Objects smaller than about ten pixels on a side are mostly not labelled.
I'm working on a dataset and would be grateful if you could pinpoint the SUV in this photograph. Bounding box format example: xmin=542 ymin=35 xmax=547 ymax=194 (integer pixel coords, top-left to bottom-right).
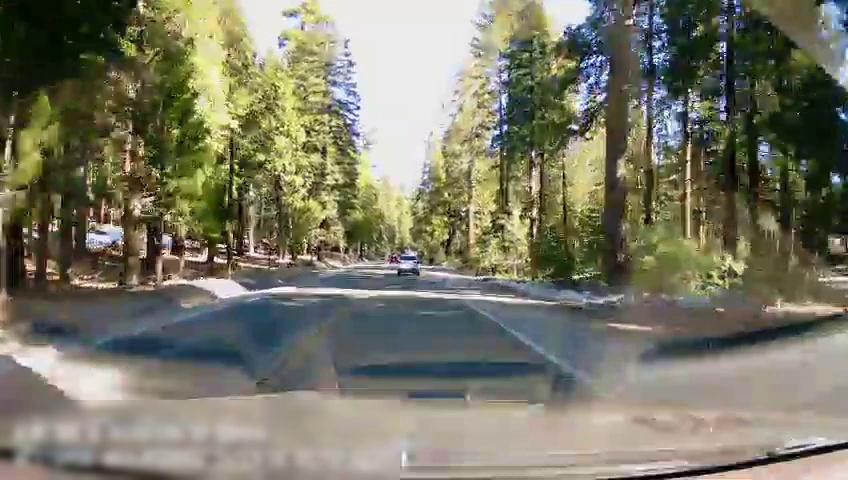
xmin=396 ymin=254 xmax=421 ymax=277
